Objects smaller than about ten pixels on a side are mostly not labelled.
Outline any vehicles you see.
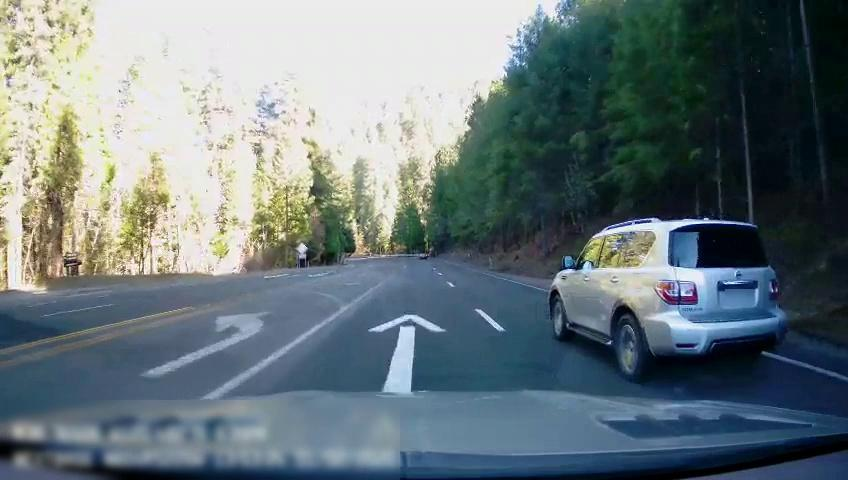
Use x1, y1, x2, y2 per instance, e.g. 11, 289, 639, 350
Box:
417, 250, 428, 260
547, 217, 787, 386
